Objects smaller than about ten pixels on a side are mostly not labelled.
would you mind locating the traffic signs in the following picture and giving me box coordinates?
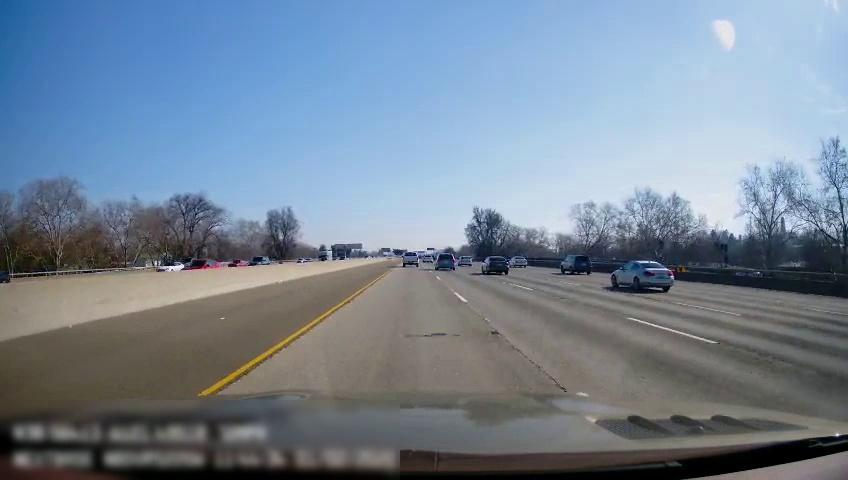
[380,247,391,253]
[334,243,347,251]
[347,242,364,250]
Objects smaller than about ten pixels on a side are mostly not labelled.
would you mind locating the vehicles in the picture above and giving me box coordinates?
[248,256,273,267]
[227,259,249,268]
[422,254,434,264]
[458,255,473,266]
[156,260,186,273]
[434,252,456,271]
[0,266,11,284]
[318,250,333,261]
[480,255,509,275]
[508,256,528,268]
[559,254,593,276]
[401,251,419,268]
[180,257,225,271]
[610,259,675,294]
